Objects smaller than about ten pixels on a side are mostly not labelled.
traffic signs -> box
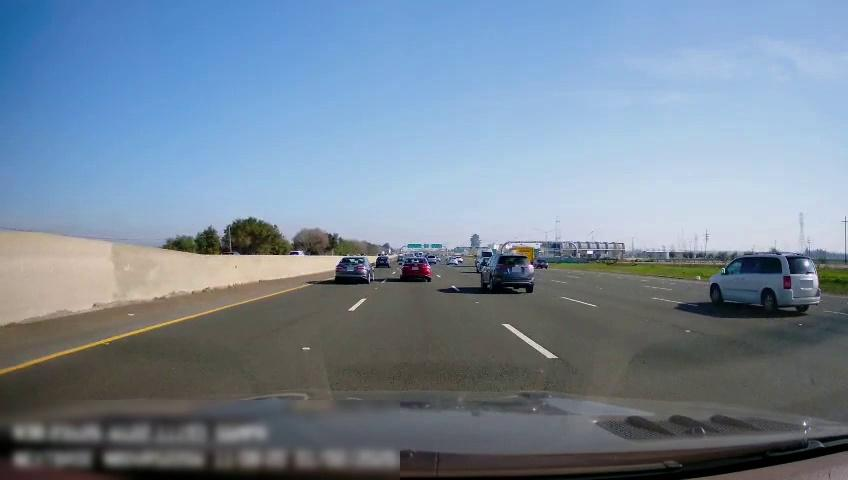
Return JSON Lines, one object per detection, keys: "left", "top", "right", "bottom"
{"left": 431, "top": 243, "right": 442, "bottom": 249}
{"left": 407, "top": 243, "right": 422, "bottom": 249}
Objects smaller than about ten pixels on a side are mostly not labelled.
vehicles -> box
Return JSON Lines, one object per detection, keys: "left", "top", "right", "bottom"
{"left": 220, "top": 251, "right": 241, "bottom": 256}
{"left": 708, "top": 253, "right": 821, "bottom": 315}
{"left": 475, "top": 257, "right": 491, "bottom": 273}
{"left": 398, "top": 257, "right": 433, "bottom": 282}
{"left": 531, "top": 257, "right": 548, "bottom": 269}
{"left": 335, "top": 256, "right": 375, "bottom": 284}
{"left": 476, "top": 248, "right": 493, "bottom": 262}
{"left": 375, "top": 255, "right": 392, "bottom": 268}
{"left": 287, "top": 250, "right": 305, "bottom": 257}
{"left": 479, "top": 252, "right": 535, "bottom": 294}
{"left": 510, "top": 246, "right": 534, "bottom": 266}
{"left": 446, "top": 256, "right": 459, "bottom": 266}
